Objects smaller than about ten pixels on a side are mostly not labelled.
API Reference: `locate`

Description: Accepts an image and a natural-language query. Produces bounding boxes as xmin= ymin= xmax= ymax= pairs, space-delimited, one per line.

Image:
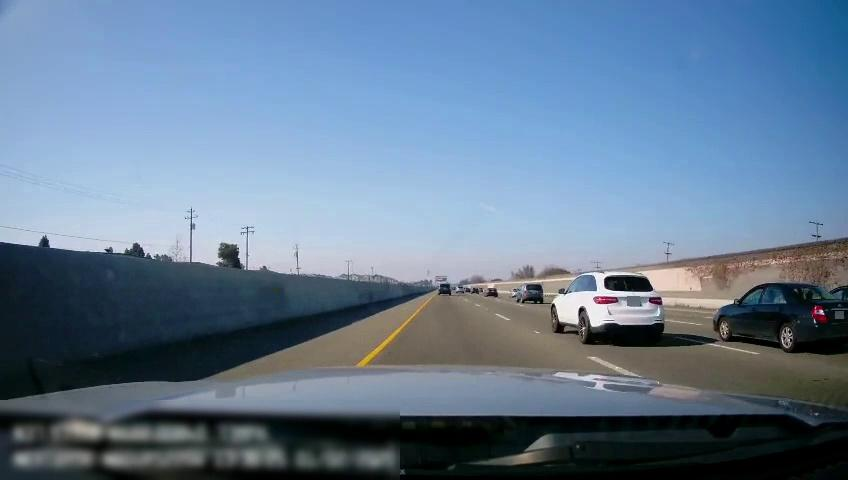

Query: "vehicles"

xmin=483 ymin=287 xmax=498 ymax=297
xmin=515 ymin=283 xmax=544 ymax=304
xmin=825 ymin=284 xmax=848 ymax=302
xmin=438 ymin=282 xmax=452 ymax=296
xmin=470 ymin=287 xmax=480 ymax=295
xmin=712 ymin=282 xmax=848 ymax=354
xmin=550 ymin=272 xmax=666 ymax=345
